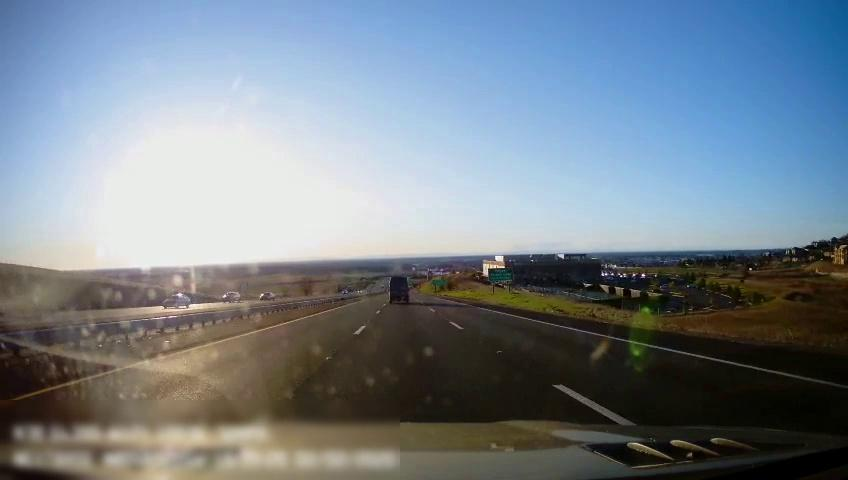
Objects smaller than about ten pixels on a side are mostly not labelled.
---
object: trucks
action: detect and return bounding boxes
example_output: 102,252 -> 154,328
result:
389,276 -> 409,303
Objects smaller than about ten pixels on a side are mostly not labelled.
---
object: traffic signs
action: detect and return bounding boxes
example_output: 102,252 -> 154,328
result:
488,267 -> 513,282
432,279 -> 448,287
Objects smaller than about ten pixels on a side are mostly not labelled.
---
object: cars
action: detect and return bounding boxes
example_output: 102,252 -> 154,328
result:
222,291 -> 241,303
259,292 -> 276,301
162,294 -> 190,309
